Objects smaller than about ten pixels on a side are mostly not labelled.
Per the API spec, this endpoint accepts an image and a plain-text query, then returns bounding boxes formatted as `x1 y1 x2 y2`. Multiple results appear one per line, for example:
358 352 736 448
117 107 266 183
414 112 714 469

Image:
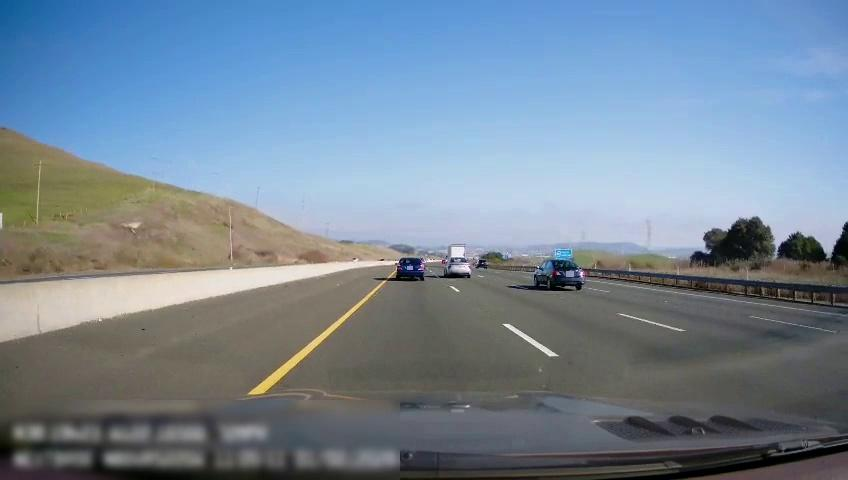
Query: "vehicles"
475 259 488 269
533 258 585 292
396 258 424 281
446 243 466 265
444 258 471 279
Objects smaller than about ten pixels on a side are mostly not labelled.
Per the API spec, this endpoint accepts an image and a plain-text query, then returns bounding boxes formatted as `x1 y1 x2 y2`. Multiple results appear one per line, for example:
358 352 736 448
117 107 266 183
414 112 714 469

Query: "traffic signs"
553 248 574 259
